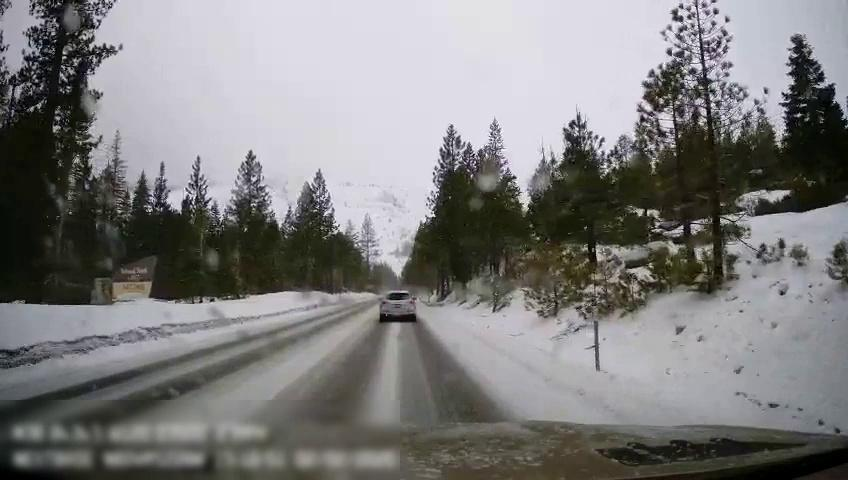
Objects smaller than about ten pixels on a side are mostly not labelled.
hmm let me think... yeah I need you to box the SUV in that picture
[379,290,417,323]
